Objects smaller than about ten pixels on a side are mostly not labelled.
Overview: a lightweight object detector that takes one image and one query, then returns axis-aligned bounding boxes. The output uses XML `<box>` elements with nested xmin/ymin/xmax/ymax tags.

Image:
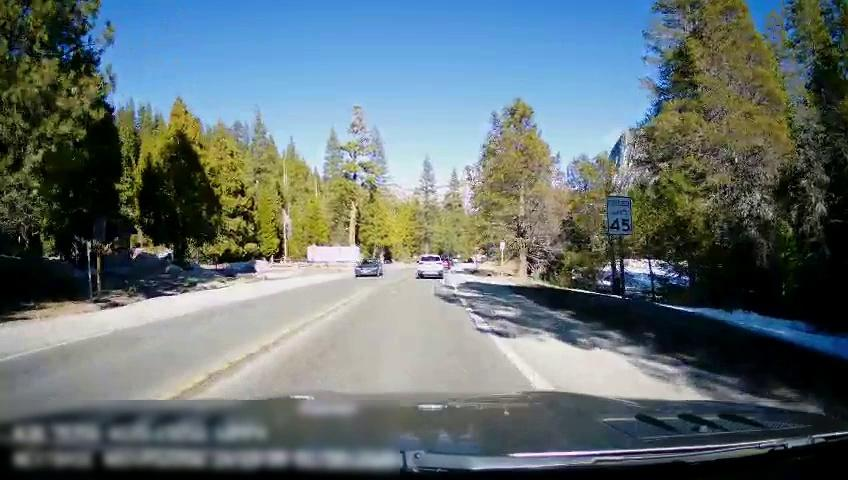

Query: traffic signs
<box><xmin>606</xmin><ymin>195</ymin><xmax>633</xmax><ymax>236</ymax></box>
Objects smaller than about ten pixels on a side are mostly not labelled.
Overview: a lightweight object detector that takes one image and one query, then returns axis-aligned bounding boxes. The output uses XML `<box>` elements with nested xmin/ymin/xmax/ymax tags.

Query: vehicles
<box><xmin>354</xmin><ymin>255</ymin><xmax>384</xmax><ymax>278</ymax></box>
<box><xmin>437</xmin><ymin>256</ymin><xmax>450</xmax><ymax>270</ymax></box>
<box><xmin>415</xmin><ymin>254</ymin><xmax>444</xmax><ymax>280</ymax></box>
